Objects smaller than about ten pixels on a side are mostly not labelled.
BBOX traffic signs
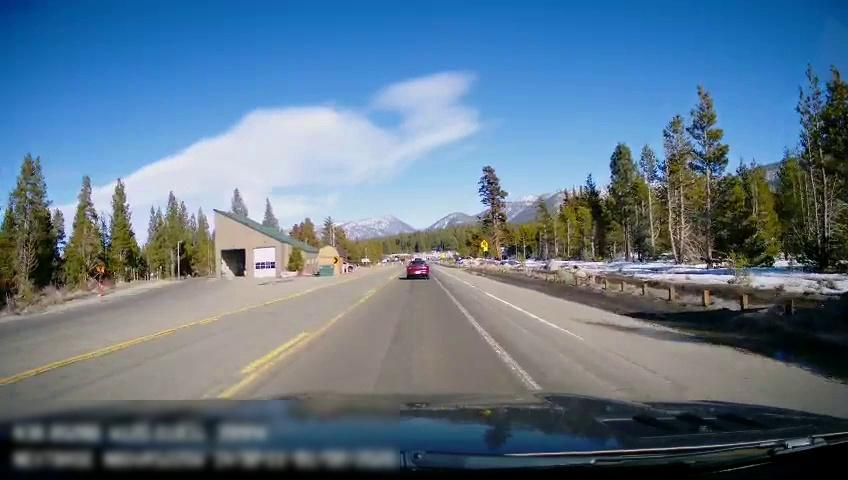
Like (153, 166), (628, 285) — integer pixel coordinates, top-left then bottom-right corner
(332, 256), (342, 267)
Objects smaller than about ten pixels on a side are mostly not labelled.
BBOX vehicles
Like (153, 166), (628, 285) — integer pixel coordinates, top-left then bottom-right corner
(342, 262), (354, 273)
(407, 260), (430, 279)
